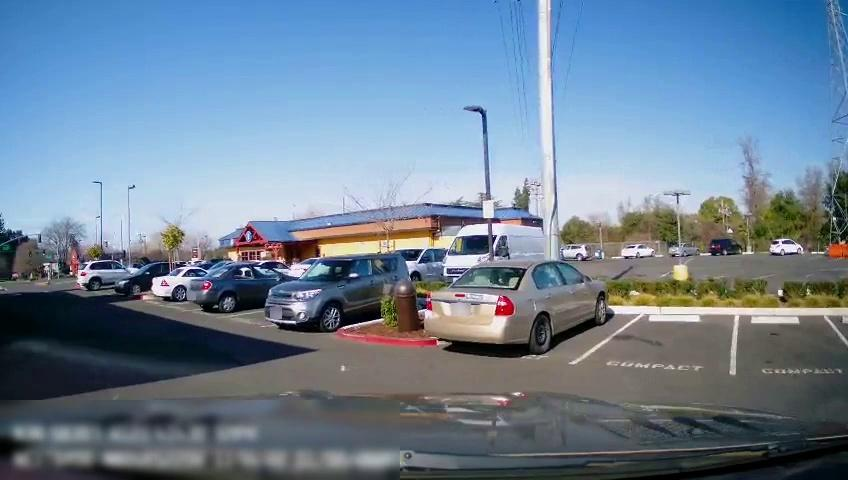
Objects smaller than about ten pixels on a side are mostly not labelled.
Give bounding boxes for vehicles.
[708,239,745,257]
[205,259,237,274]
[151,267,210,303]
[114,262,179,297]
[184,257,228,271]
[236,259,291,276]
[769,239,805,256]
[424,258,609,355]
[77,259,134,291]
[289,257,321,279]
[263,252,411,333]
[393,247,448,281]
[441,223,545,286]
[669,243,702,257]
[188,262,296,314]
[559,245,589,262]
[621,244,656,260]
